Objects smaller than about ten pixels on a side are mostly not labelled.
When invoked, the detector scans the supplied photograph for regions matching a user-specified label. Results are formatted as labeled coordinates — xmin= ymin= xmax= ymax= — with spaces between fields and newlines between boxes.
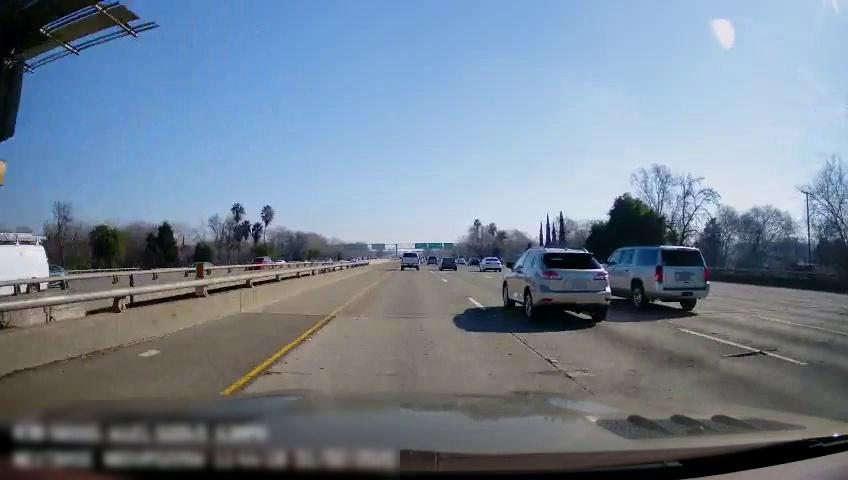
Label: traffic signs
xmin=0 ymin=0 xmax=102 ymax=32
xmin=352 ymin=243 xmax=368 ymax=251
xmin=371 ymin=243 xmax=386 ymax=250
xmin=427 ymin=242 xmax=440 ymax=250
xmin=0 ymin=159 xmax=8 ymax=186
xmin=415 ymin=242 xmax=426 ymax=250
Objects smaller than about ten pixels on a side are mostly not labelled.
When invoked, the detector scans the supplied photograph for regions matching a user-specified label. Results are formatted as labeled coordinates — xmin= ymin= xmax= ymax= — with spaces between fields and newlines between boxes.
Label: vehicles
xmin=272 ymin=260 xmax=289 ymax=268
xmin=427 ymin=256 xmax=438 ymax=266
xmin=323 ymin=257 xmax=335 ymax=265
xmin=467 ymin=257 xmax=481 ymax=267
xmin=399 ymin=252 xmax=421 ymax=271
xmin=600 ymin=246 xmax=711 ymax=313
xmin=248 ymin=256 xmax=273 ymax=271
xmin=0 ymin=232 xmax=51 ymax=296
xmin=478 ymin=256 xmax=503 ymax=273
xmin=439 ymin=257 xmax=458 ymax=272
xmin=47 ymin=263 xmax=65 ymax=288
xmin=501 ymin=246 xmax=613 ymax=324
